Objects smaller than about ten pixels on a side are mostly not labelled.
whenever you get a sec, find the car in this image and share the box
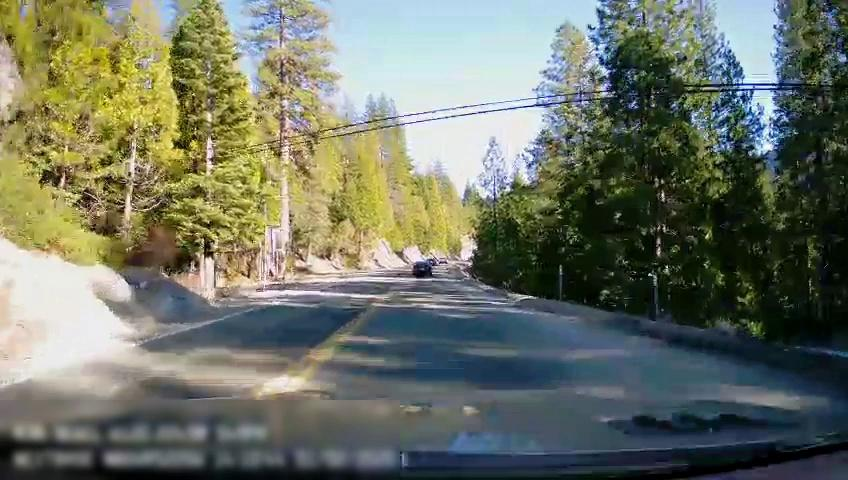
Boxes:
[411,258,434,277]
